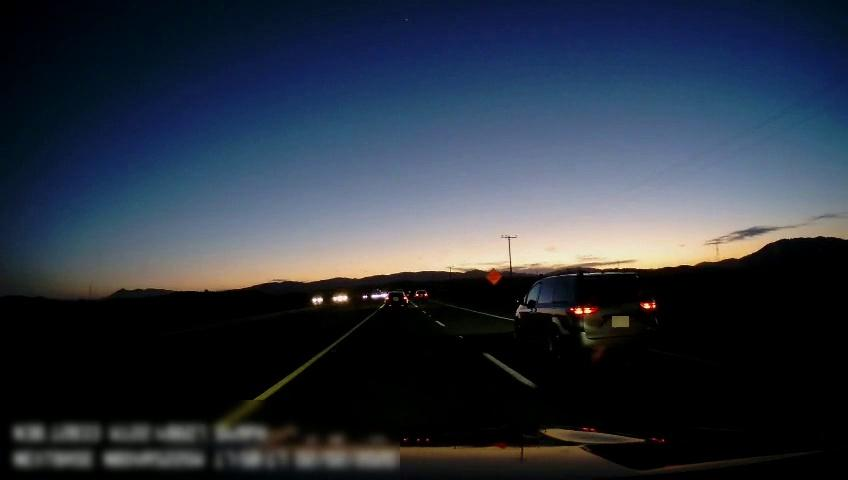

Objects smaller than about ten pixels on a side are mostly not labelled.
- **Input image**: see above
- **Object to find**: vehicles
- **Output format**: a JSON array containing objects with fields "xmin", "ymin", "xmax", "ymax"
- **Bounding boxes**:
[
  {"xmin": 384, "ymin": 291, "xmax": 408, "ymax": 310},
  {"xmin": 512, "ymin": 271, "xmax": 659, "ymax": 366},
  {"xmin": 337, "ymin": 294, "xmax": 349, "ymax": 302},
  {"xmin": 413, "ymin": 289, "xmax": 429, "ymax": 303},
  {"xmin": 311, "ymin": 295, "xmax": 324, "ymax": 304}
]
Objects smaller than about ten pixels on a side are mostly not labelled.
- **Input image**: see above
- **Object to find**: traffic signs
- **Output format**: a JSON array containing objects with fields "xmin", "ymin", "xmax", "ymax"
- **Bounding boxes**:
[{"xmin": 486, "ymin": 269, "xmax": 503, "ymax": 286}]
